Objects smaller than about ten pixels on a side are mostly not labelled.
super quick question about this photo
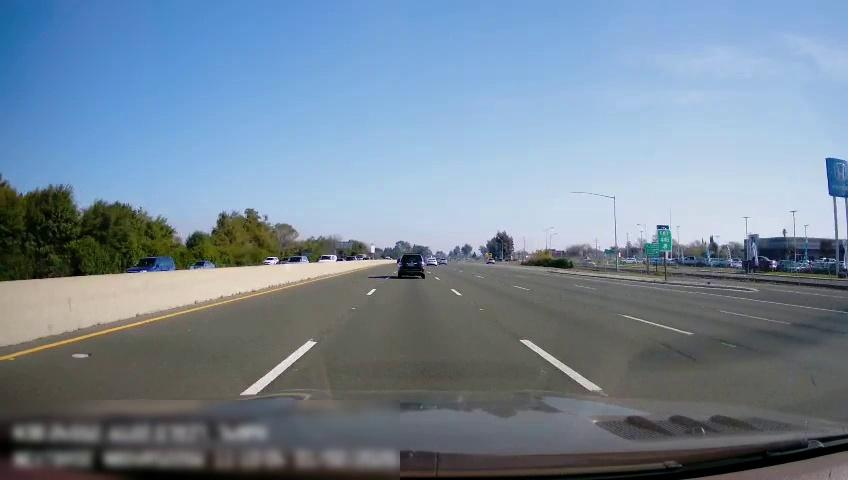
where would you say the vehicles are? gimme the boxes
[397,253,427,280]
[188,259,216,271]
[335,257,347,262]
[286,255,310,265]
[125,255,177,274]
[344,256,359,262]
[426,257,438,267]
[263,256,281,266]
[276,256,293,265]
[317,254,338,264]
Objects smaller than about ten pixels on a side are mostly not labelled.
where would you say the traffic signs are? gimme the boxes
[657,229,673,253]
[335,241,353,250]
[644,243,661,258]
